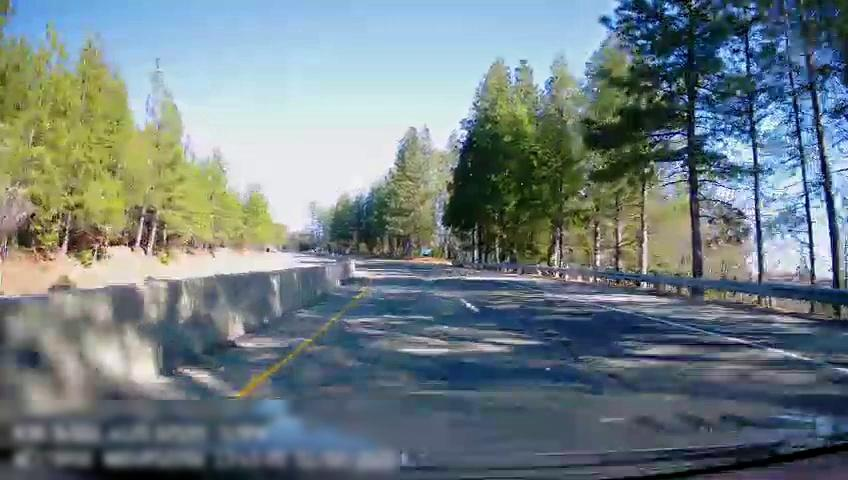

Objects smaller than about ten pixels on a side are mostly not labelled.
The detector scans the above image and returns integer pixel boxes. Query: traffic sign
[421,248,433,256]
